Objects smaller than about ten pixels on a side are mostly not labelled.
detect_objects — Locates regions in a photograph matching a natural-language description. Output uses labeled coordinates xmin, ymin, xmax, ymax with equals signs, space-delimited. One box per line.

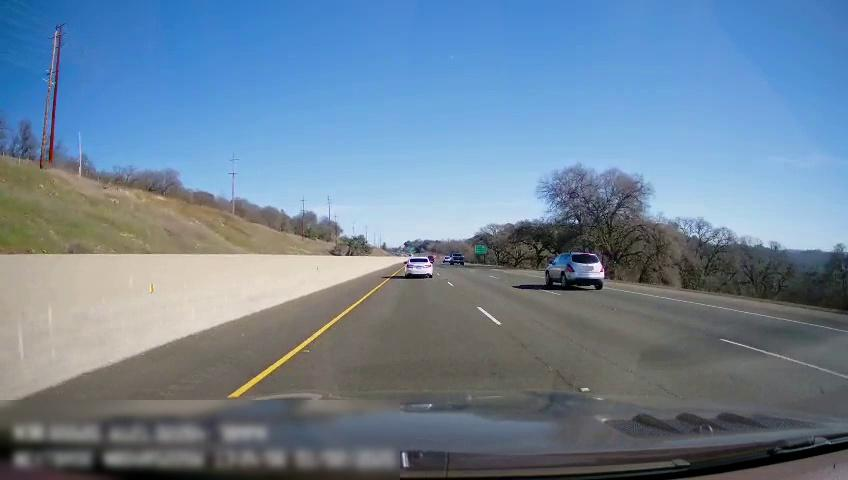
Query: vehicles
xmin=402 ymin=257 xmax=433 ymax=279
xmin=424 ymin=255 xmax=436 ymax=265
xmin=544 ymin=252 xmax=604 ymax=292
xmin=443 ymin=255 xmax=453 ymax=265
xmin=450 ymin=255 xmax=464 ymax=265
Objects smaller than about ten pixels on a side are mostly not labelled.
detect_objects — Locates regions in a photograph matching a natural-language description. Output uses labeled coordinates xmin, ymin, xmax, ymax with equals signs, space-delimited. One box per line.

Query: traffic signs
xmin=474 ymin=245 xmax=490 ymax=254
